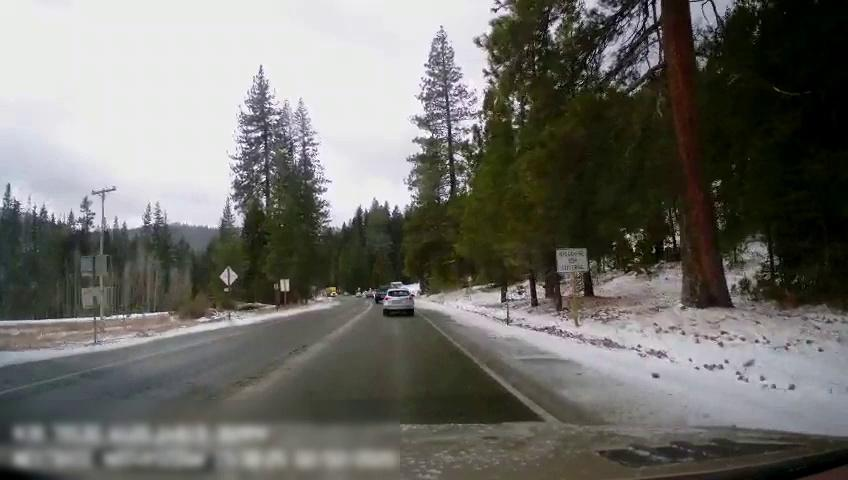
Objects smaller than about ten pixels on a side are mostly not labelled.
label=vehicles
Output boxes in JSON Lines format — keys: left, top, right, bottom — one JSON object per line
{"left": 382, "top": 289, "right": 415, "bottom": 316}
{"left": 325, "top": 287, "right": 337, "bottom": 297}
{"left": 375, "top": 288, "right": 389, "bottom": 303}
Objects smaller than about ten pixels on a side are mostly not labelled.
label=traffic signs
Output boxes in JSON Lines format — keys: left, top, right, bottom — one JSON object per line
{"left": 556, "top": 248, "right": 589, "bottom": 273}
